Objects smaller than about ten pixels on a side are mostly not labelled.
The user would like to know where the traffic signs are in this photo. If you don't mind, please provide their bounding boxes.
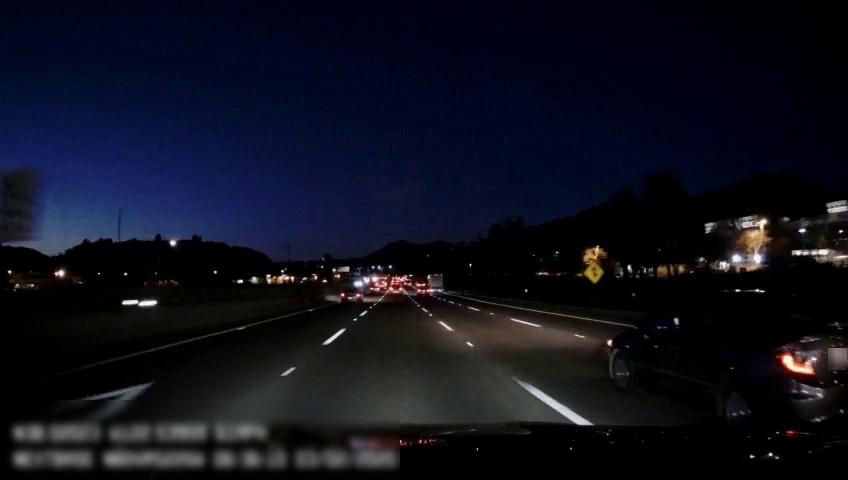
[583,260,606,285]
[0,170,38,241]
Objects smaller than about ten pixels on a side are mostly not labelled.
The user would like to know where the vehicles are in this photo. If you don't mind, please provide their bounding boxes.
[341,286,364,304]
[426,273,446,296]
[117,289,162,309]
[390,280,404,292]
[368,281,381,292]
[415,284,427,295]
[604,287,848,431]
